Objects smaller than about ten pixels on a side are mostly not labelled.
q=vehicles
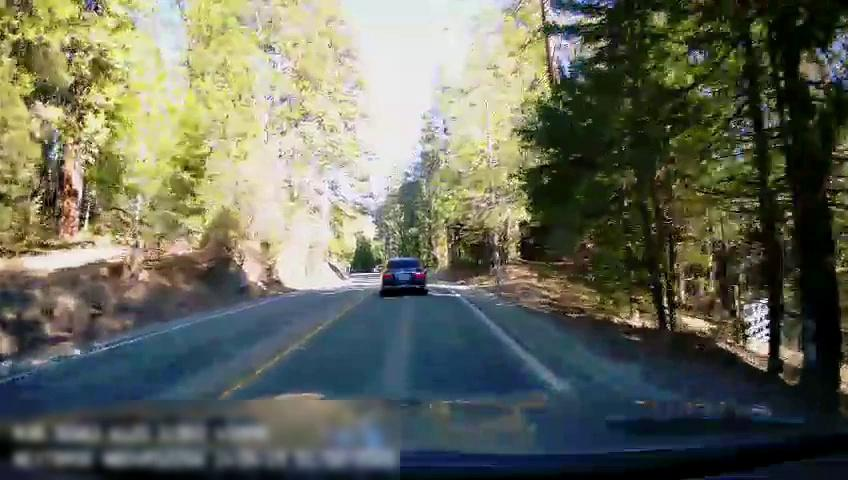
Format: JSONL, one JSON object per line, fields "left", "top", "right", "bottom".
{"left": 380, "top": 256, "right": 429, "bottom": 293}
{"left": 372, "top": 263, "right": 384, "bottom": 273}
